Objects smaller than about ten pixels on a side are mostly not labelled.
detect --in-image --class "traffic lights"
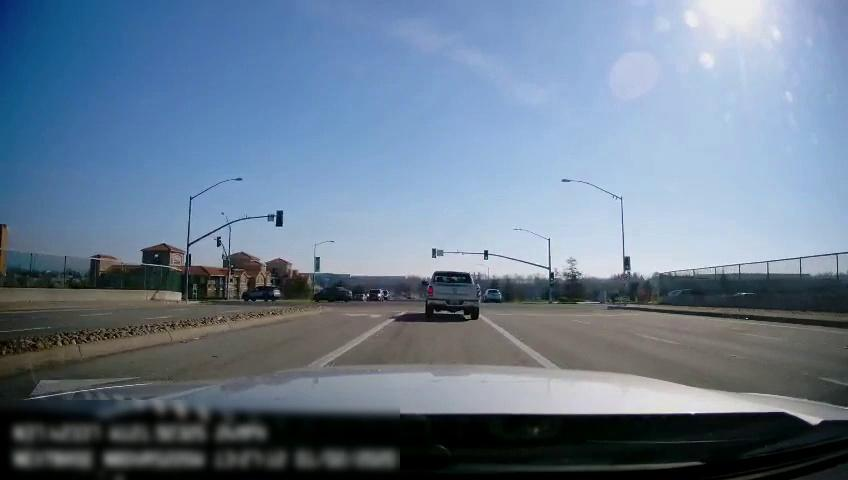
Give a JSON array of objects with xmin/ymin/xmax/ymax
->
[
  {"xmin": 483, "ymin": 249, "xmax": 489, "ymax": 260},
  {"xmin": 153, "ymin": 253, "xmax": 160, "ymax": 265},
  {"xmin": 549, "ymin": 271, "xmax": 555, "ymax": 282},
  {"xmin": 216, "ymin": 236, "xmax": 222, "ymax": 248},
  {"xmin": 623, "ymin": 256, "xmax": 631, "ymax": 271},
  {"xmin": 276, "ymin": 209, "xmax": 284, "ymax": 227},
  {"xmin": 431, "ymin": 248, "xmax": 437, "ymax": 259}
]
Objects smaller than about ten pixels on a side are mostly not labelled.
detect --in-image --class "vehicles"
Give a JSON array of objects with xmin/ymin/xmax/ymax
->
[
  {"xmin": 241, "ymin": 285, "xmax": 281, "ymax": 302},
  {"xmin": 382, "ymin": 290, "xmax": 391, "ymax": 302},
  {"xmin": 366, "ymin": 288, "xmax": 385, "ymax": 302},
  {"xmin": 351, "ymin": 290, "xmax": 367, "ymax": 302},
  {"xmin": 312, "ymin": 286, "xmax": 353, "ymax": 303},
  {"xmin": 734, "ymin": 292, "xmax": 759, "ymax": 296},
  {"xmin": 421, "ymin": 271, "xmax": 481, "ymax": 320},
  {"xmin": 482, "ymin": 288, "xmax": 503, "ymax": 304}
]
